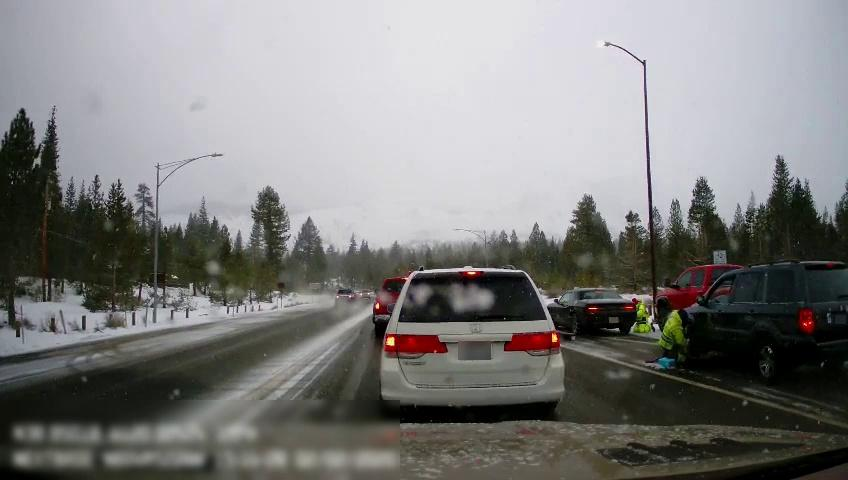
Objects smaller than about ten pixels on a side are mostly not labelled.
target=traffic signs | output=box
[713,250,727,264]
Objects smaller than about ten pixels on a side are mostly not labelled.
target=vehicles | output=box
[654,264,743,331]
[359,289,371,299]
[378,267,566,416]
[373,277,407,337]
[547,287,637,336]
[683,259,848,382]
[334,288,356,305]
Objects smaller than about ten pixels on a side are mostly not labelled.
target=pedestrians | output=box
[632,297,655,333]
[658,309,697,364]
